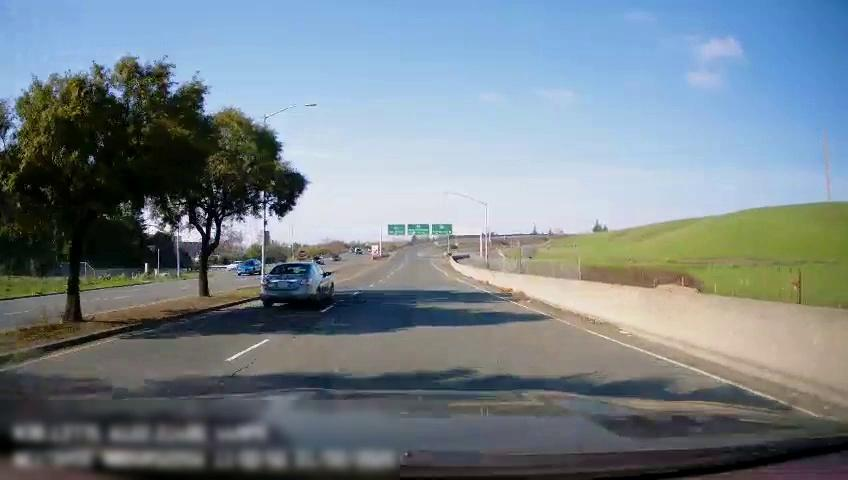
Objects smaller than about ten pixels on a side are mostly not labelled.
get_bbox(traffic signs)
[406,223,430,236]
[431,223,453,236]
[369,244,381,258]
[387,223,407,236]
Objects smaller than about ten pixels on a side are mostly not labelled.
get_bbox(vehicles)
[237,258,265,276]
[226,260,245,271]
[312,255,325,265]
[260,262,336,309]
